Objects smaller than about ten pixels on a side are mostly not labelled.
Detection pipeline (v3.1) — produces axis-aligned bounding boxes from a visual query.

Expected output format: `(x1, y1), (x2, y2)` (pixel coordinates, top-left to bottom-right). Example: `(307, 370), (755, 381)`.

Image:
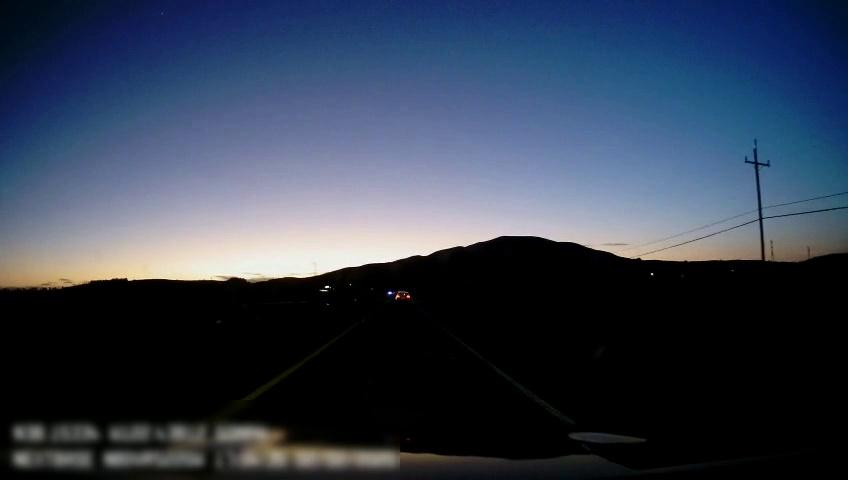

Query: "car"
(394, 290), (411, 304)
